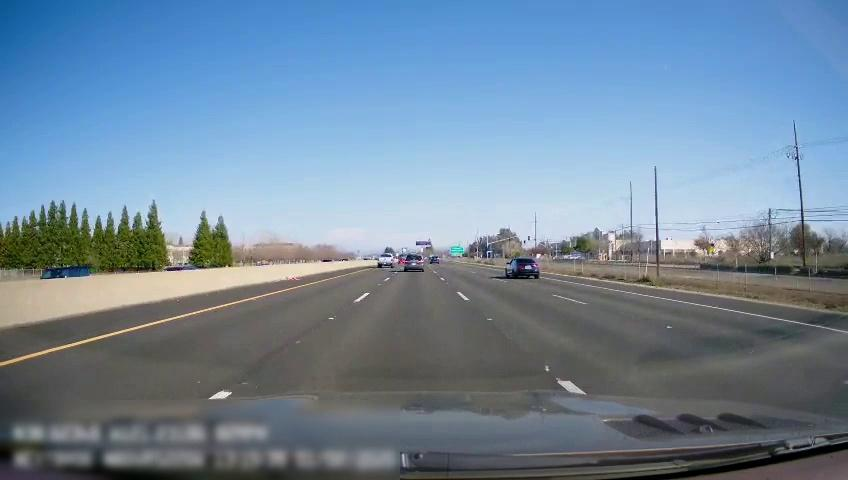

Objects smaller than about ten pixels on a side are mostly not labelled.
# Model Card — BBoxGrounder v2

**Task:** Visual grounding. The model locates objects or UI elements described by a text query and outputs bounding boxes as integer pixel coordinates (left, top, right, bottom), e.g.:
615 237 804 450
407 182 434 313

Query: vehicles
376 252 394 269
504 257 539 279
40 266 89 280
404 255 424 272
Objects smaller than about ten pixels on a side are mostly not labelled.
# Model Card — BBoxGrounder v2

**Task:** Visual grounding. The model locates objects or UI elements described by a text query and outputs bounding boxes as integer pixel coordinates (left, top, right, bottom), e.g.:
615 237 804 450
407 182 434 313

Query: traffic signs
449 245 465 256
